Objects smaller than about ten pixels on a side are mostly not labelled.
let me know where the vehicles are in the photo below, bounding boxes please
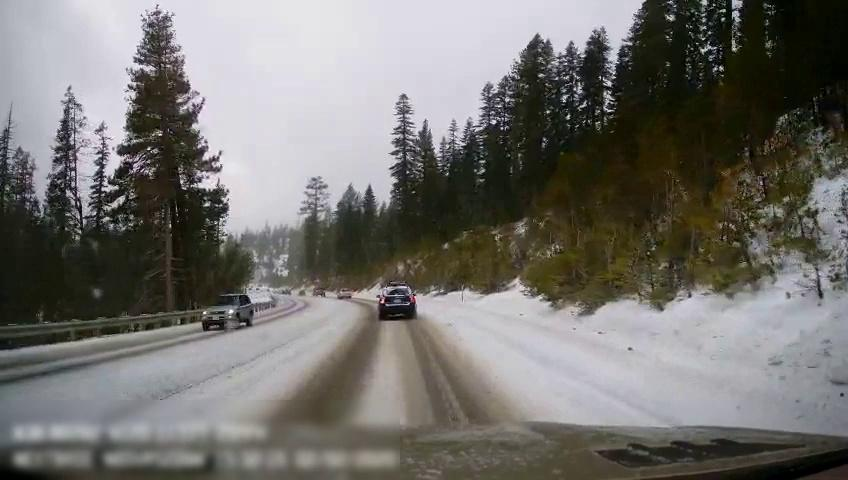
[202,292,253,331]
[376,282,417,320]
[337,288,352,300]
